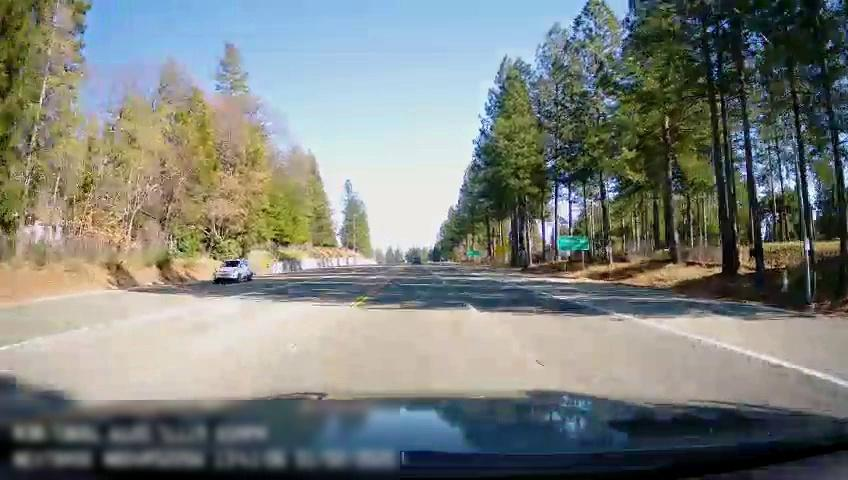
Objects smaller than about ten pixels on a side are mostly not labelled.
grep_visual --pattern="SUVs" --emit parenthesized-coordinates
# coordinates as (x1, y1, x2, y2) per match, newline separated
(213, 258, 253, 284)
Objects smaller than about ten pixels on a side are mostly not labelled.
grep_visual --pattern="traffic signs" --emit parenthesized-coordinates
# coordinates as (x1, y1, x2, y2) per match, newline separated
(495, 246, 506, 258)
(466, 248, 481, 257)
(556, 233, 592, 253)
